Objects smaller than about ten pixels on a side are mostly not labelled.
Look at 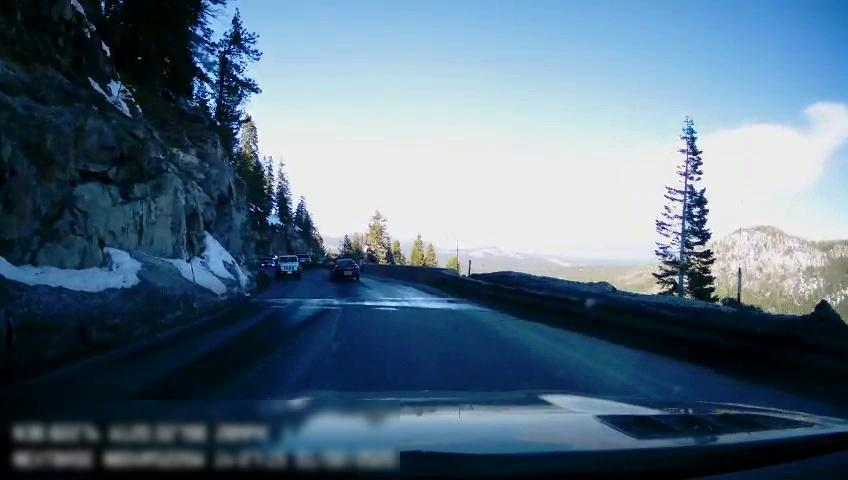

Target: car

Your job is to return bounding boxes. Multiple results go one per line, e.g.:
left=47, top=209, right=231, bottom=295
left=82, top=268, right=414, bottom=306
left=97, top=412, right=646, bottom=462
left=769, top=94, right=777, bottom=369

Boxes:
left=330, top=258, right=360, bottom=281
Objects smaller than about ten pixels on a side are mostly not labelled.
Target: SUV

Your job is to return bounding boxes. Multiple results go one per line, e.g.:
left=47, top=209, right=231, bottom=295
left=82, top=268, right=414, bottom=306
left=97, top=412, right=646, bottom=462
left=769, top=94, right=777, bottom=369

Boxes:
left=272, top=255, right=301, bottom=279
